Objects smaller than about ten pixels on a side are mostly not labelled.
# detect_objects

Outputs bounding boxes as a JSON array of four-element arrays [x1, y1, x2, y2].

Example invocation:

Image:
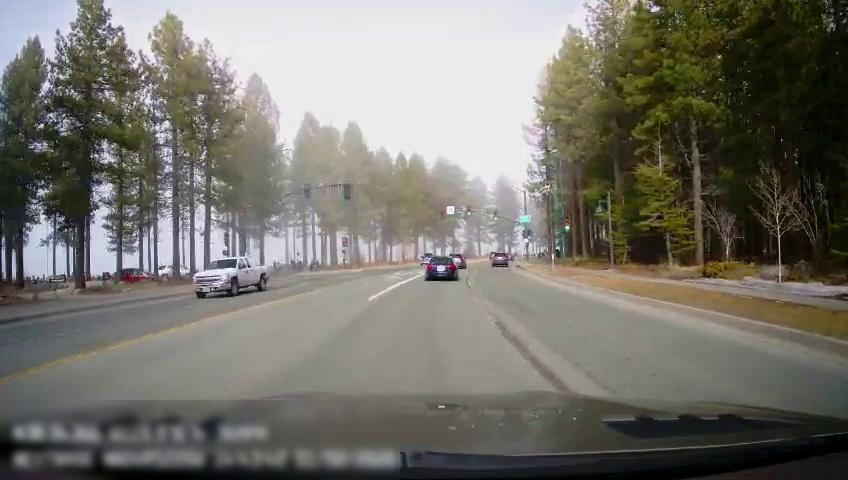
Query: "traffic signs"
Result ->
[[518, 216, 530, 225]]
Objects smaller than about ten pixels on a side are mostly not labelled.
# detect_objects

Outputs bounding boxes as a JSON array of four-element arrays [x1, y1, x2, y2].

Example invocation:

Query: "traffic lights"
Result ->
[[304, 185, 312, 202], [562, 216, 571, 232], [344, 184, 354, 201]]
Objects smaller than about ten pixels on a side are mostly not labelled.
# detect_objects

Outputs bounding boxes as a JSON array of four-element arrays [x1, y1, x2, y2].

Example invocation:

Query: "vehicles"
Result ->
[[191, 256, 272, 299], [449, 256, 466, 270], [151, 264, 188, 280], [111, 267, 145, 283], [424, 257, 456, 282], [415, 253, 432, 266], [491, 253, 509, 268]]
